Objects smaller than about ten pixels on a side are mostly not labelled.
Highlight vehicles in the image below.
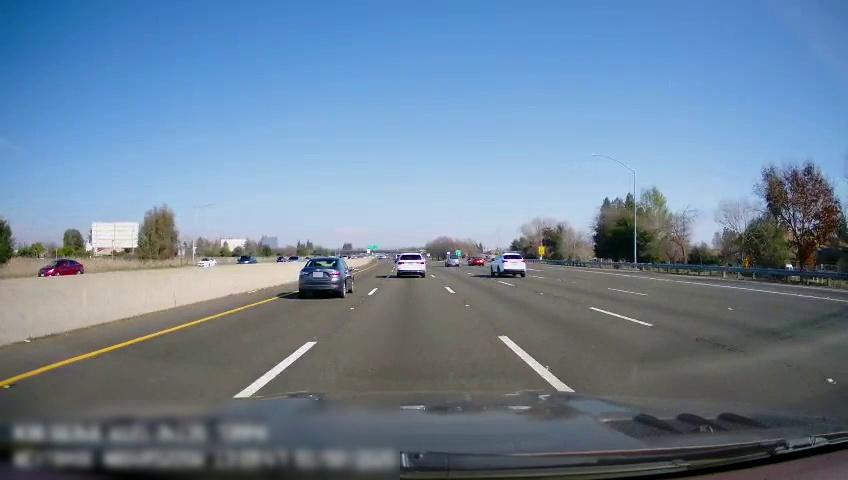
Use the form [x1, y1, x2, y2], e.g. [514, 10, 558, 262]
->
[490, 253, 528, 278]
[445, 254, 462, 268]
[287, 255, 303, 263]
[395, 252, 427, 278]
[236, 256, 257, 265]
[466, 255, 484, 267]
[196, 258, 216, 268]
[298, 256, 356, 299]
[39, 258, 84, 278]
[275, 256, 288, 264]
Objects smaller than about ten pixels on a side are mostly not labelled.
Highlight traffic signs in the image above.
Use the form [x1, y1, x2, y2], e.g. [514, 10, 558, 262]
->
[368, 244, 380, 251]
